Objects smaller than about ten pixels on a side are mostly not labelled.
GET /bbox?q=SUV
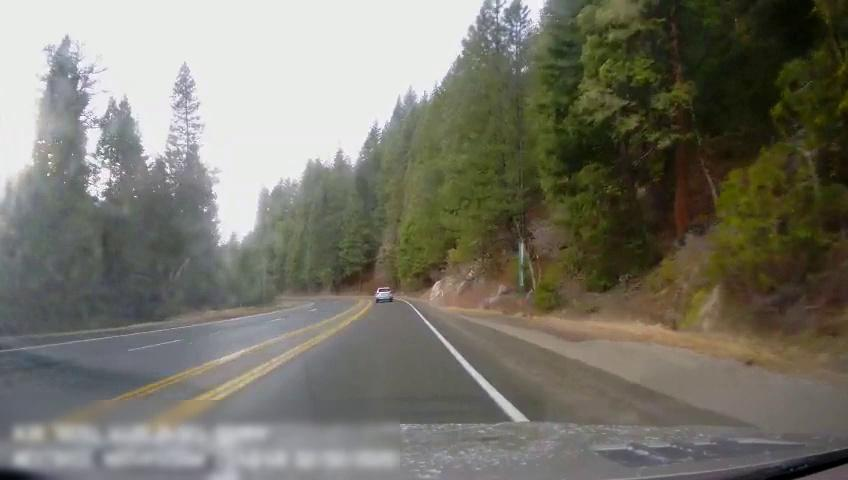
[375,287,393,302]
